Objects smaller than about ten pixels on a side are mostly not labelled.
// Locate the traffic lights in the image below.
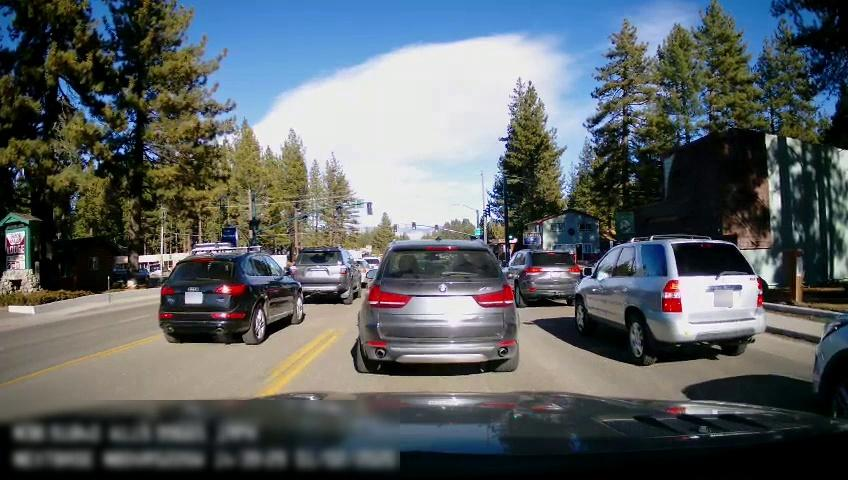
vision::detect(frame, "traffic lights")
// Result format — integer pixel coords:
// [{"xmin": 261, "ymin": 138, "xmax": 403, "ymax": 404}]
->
[
  {"xmin": 338, "ymin": 207, "xmax": 344, "ymax": 218},
  {"xmin": 482, "ymin": 207, "xmax": 488, "ymax": 221},
  {"xmin": 506, "ymin": 226, "xmax": 512, "ymax": 239},
  {"xmin": 367, "ymin": 202, "xmax": 373, "ymax": 216}
]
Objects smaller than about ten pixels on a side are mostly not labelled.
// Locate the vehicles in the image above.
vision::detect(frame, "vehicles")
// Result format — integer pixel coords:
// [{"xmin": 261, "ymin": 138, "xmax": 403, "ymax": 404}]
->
[
  {"xmin": 573, "ymin": 234, "xmax": 770, "ymax": 363},
  {"xmin": 353, "ymin": 239, "xmax": 519, "ymax": 374},
  {"xmin": 360, "ymin": 260, "xmax": 370, "ymax": 287},
  {"xmin": 158, "ymin": 255, "xmax": 305, "ymax": 346},
  {"xmin": 813, "ymin": 320, "xmax": 848, "ymax": 417},
  {"xmin": 293, "ymin": 248, "xmax": 363, "ymax": 305},
  {"xmin": 113, "ymin": 266, "xmax": 149, "ymax": 282},
  {"xmin": 360, "ymin": 256, "xmax": 381, "ymax": 267},
  {"xmin": 503, "ymin": 249, "xmax": 585, "ymax": 305}
]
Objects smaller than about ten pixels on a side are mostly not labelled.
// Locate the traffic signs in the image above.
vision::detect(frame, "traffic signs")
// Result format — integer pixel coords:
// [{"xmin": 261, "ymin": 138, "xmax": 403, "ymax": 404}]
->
[{"xmin": 473, "ymin": 224, "xmax": 483, "ymax": 236}]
